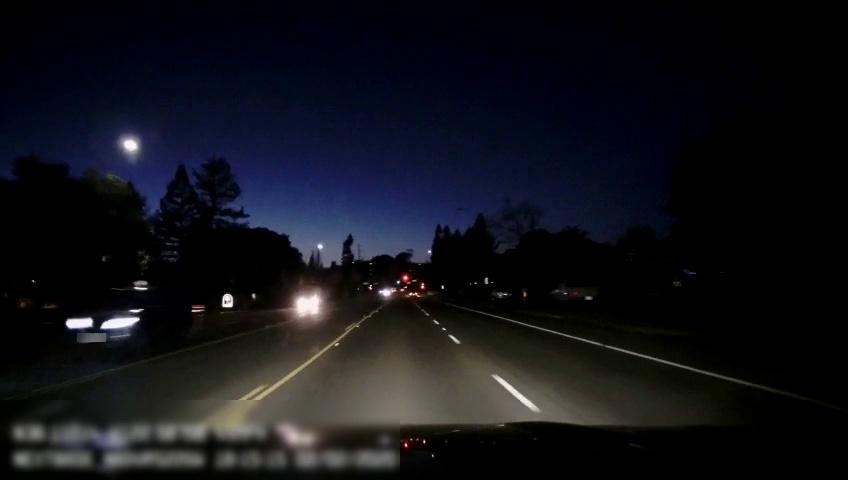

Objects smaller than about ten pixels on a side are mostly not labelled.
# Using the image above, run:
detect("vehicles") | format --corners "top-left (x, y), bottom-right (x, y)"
top-left (548, 278), bottom-right (600, 308)
top-left (487, 288), bottom-right (513, 302)
top-left (294, 289), bottom-right (322, 308)
top-left (62, 287), bottom-right (193, 355)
